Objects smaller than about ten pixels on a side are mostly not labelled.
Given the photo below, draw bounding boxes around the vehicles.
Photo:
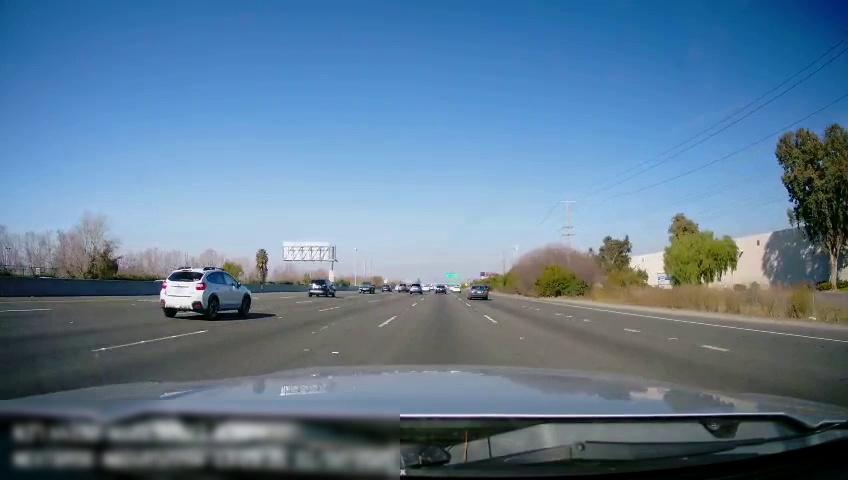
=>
[308,279,336,298]
[381,284,393,293]
[358,281,376,294]
[409,283,423,295]
[159,265,252,322]
[397,283,409,293]
[37,275,67,281]
[452,285,461,293]
[435,285,447,295]
[467,284,489,301]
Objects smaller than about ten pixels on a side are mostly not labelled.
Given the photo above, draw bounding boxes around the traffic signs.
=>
[328,269,335,283]
[445,272,458,279]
